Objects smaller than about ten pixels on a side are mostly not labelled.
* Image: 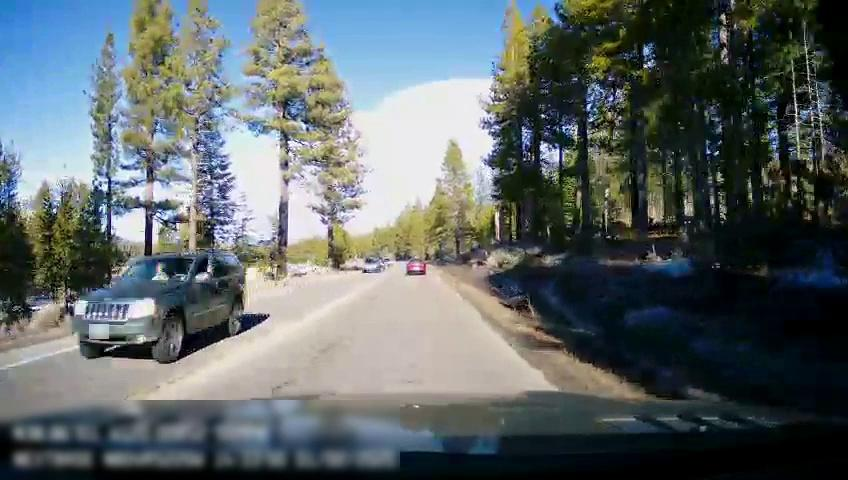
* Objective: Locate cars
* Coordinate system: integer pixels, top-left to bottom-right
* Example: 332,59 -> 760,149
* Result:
405,257 -> 427,275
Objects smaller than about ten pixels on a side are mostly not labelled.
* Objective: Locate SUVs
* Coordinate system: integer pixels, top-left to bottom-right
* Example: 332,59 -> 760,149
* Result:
71,251 -> 247,365
361,256 -> 383,274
